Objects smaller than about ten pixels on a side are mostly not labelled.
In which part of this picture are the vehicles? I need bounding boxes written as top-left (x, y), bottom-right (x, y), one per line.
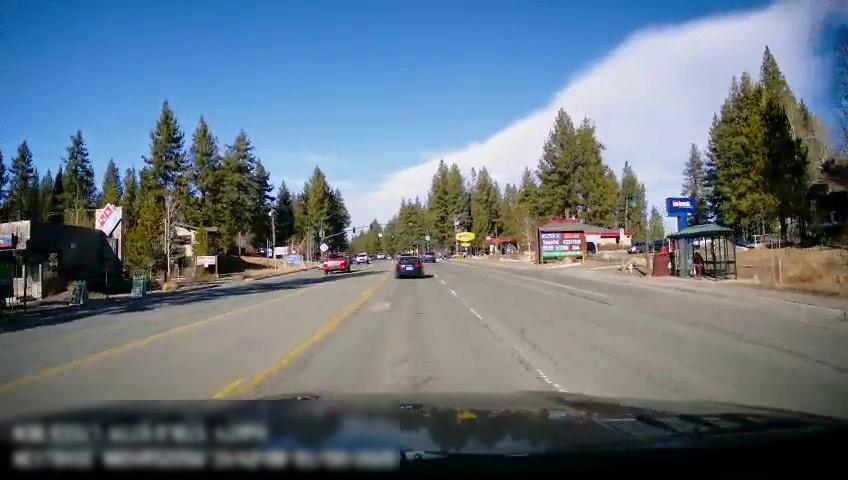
top-left (356, 253), bottom-right (370, 264)
top-left (394, 255), bottom-right (423, 278)
top-left (586, 241), bottom-right (598, 255)
top-left (628, 241), bottom-right (653, 255)
top-left (423, 252), bottom-right (435, 262)
top-left (323, 254), bottom-right (351, 275)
